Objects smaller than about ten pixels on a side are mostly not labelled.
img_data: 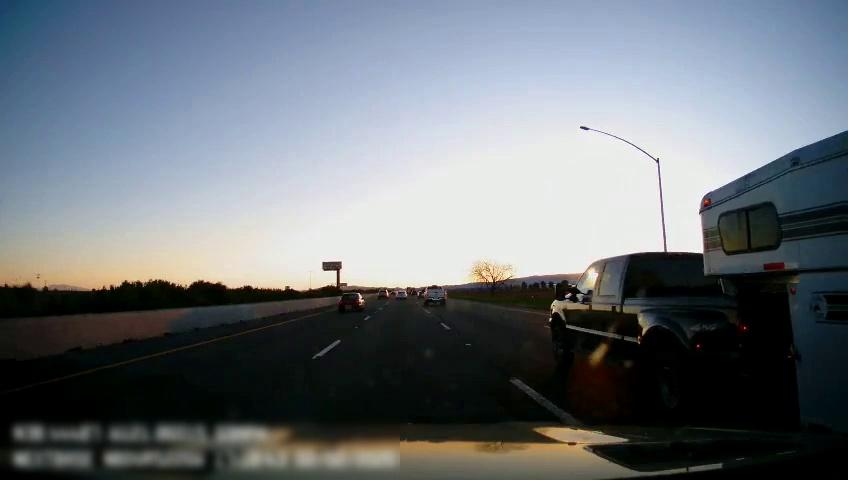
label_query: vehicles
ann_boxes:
[377,289,390,300]
[548,250,799,420]
[395,290,408,301]
[338,292,366,314]
[423,285,448,307]
[698,129,848,439]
